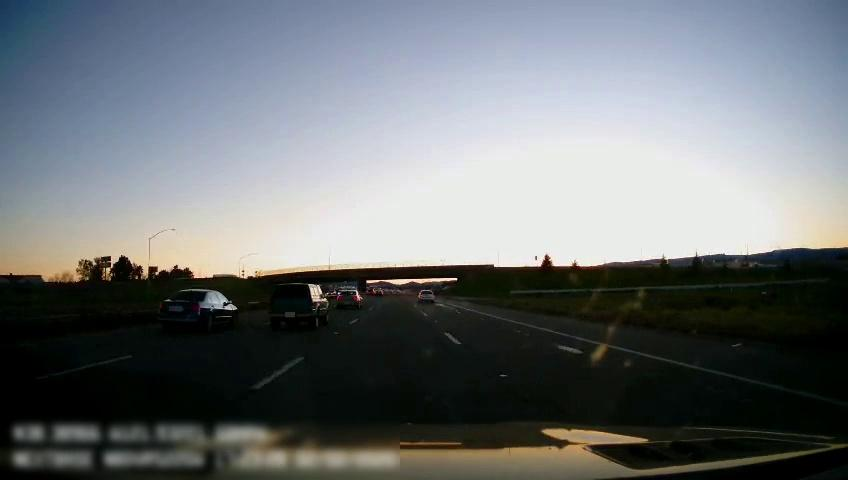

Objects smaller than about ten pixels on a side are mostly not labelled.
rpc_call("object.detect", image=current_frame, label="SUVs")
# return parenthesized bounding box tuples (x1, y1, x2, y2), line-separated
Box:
(269, 283, 330, 331)
(418, 290, 436, 303)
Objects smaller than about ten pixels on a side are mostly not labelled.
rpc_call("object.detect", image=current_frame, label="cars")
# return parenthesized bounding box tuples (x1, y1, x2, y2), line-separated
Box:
(335, 290, 362, 309)
(157, 290, 239, 336)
